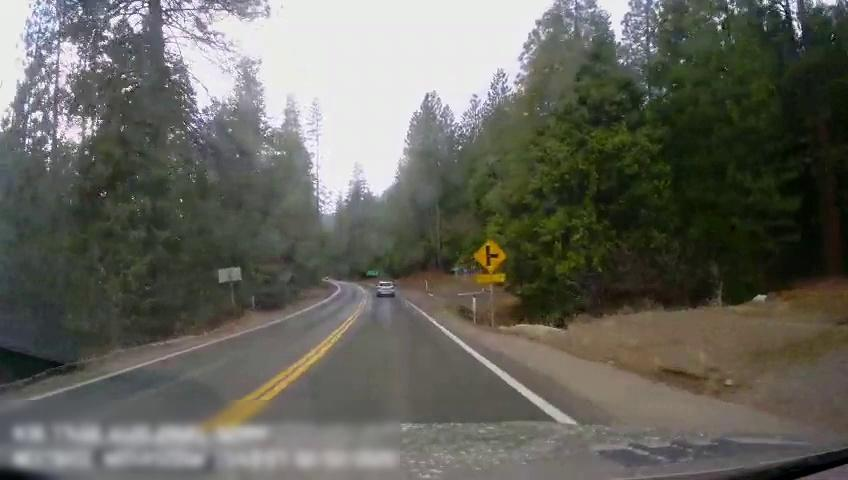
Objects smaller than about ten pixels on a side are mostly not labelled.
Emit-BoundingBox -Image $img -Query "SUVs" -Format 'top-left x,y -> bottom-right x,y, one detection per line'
375,281 -> 395,297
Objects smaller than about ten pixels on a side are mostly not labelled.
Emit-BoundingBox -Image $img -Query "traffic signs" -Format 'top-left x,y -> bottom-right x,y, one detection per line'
471,238 -> 508,274
476,273 -> 506,284
366,269 -> 379,277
